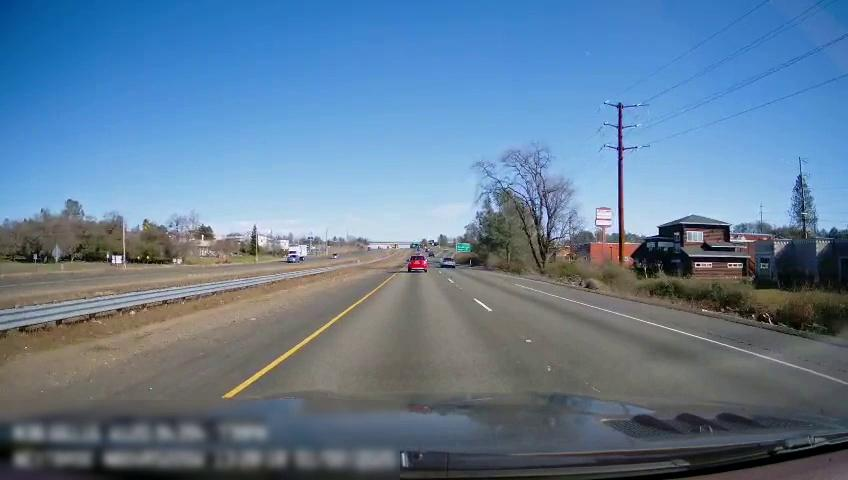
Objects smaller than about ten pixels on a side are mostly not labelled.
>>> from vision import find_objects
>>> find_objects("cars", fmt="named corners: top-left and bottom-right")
top-left (439, 255), bottom-right (457, 269)
top-left (286, 254), bottom-right (301, 264)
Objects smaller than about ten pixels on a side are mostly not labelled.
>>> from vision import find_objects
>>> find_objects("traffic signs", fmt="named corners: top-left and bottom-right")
top-left (456, 243), bottom-right (470, 253)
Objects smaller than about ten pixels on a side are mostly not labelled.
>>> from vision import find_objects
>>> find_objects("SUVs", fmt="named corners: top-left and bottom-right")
top-left (407, 254), bottom-right (428, 271)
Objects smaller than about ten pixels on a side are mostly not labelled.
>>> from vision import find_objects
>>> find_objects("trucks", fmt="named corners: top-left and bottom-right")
top-left (285, 245), bottom-right (309, 257)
